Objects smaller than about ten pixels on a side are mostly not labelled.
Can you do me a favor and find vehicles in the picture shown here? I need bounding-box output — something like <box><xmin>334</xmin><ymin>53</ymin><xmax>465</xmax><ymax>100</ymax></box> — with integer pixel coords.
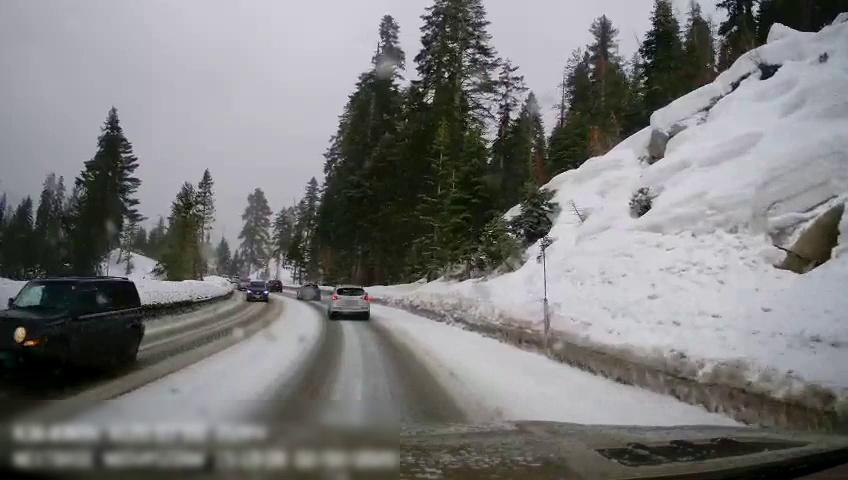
<box><xmin>0</xmin><ymin>278</ymin><xmax>145</xmax><ymax>383</ymax></box>
<box><xmin>267</xmin><ymin>279</ymin><xmax>283</xmax><ymax>293</ymax></box>
<box><xmin>237</xmin><ymin>278</ymin><xmax>251</xmax><ymax>291</ymax></box>
<box><xmin>247</xmin><ymin>281</ymin><xmax>269</xmax><ymax>302</ymax></box>
<box><xmin>297</xmin><ymin>283</ymin><xmax>321</xmax><ymax>301</ymax></box>
<box><xmin>327</xmin><ymin>285</ymin><xmax>370</xmax><ymax>320</ymax></box>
